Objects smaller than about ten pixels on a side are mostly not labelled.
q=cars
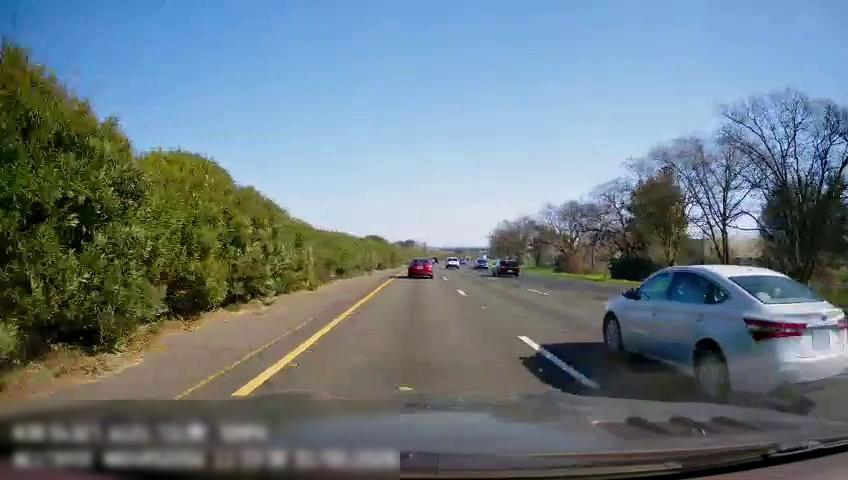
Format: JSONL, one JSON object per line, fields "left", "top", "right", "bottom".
{"left": 472, "top": 259, "right": 490, "bottom": 271}
{"left": 493, "top": 258, "right": 521, "bottom": 278}
{"left": 406, "top": 257, "right": 434, "bottom": 280}
{"left": 444, "top": 256, "right": 460, "bottom": 271}
{"left": 601, "top": 264, "right": 848, "bottom": 405}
